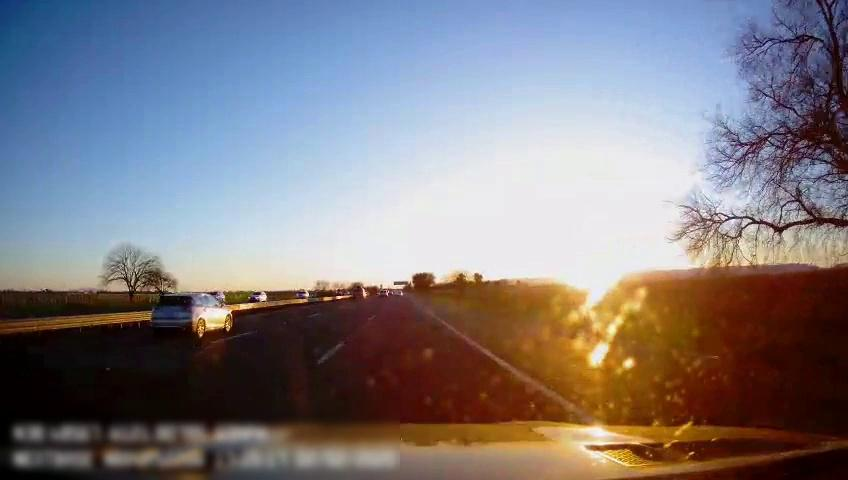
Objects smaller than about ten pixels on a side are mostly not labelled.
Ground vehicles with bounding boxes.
[248,291,268,303]
[151,292,233,341]
[296,291,310,299]
[209,291,226,302]
[351,284,367,301]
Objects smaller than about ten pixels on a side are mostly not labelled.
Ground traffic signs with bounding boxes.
[393,281,407,285]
